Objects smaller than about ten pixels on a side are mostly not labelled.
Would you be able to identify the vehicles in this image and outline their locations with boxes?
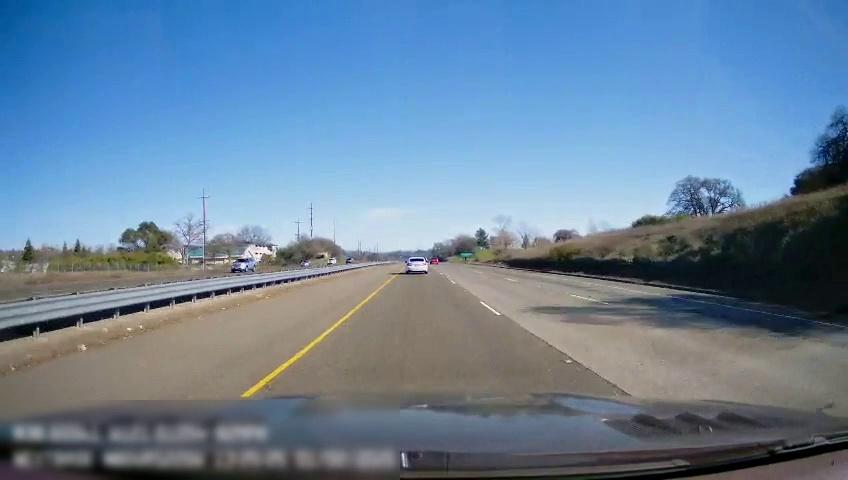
[325,258,338,266]
[229,258,256,273]
[429,257,440,265]
[403,257,429,275]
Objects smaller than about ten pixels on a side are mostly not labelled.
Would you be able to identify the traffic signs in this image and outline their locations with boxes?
[460,252,473,258]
